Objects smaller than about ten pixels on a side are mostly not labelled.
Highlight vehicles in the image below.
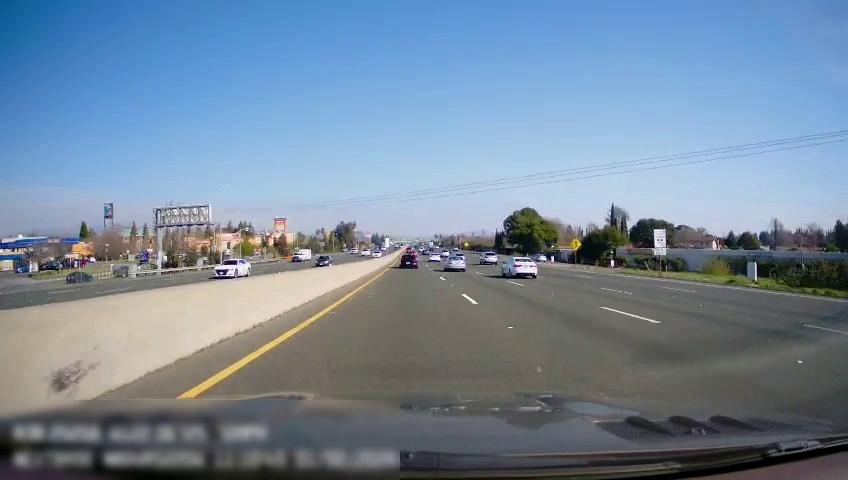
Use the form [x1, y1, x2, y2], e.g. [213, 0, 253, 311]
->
[481, 251, 498, 264]
[531, 253, 547, 263]
[298, 249, 312, 260]
[291, 252, 307, 264]
[314, 255, 333, 268]
[371, 250, 382, 259]
[213, 258, 252, 279]
[112, 269, 129, 278]
[400, 253, 417, 268]
[442, 255, 466, 271]
[427, 252, 441, 263]
[66, 271, 94, 284]
[360, 247, 371, 257]
[501, 256, 538, 279]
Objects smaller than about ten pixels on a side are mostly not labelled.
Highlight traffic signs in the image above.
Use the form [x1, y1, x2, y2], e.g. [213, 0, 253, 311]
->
[569, 238, 582, 250]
